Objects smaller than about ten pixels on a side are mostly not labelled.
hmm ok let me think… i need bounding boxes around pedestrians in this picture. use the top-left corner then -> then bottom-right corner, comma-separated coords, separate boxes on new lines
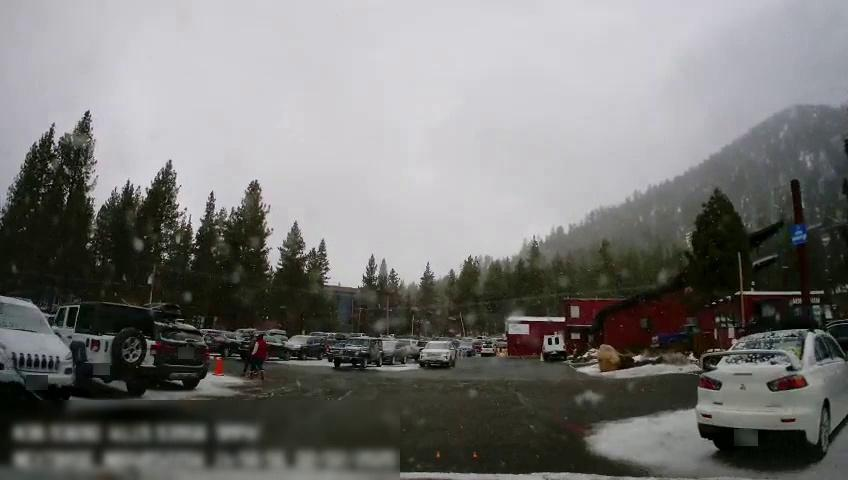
251,335 -> 266,376
240,337 -> 255,377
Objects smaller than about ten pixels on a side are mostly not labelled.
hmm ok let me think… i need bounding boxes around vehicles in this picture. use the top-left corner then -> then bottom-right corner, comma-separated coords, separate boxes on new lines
326,337 -> 345,362
649,322 -> 704,349
50,302 -> 161,399
204,330 -> 239,357
287,334 -> 328,361
383,338 -> 410,365
0,295 -> 76,416
697,328 -> 848,464
544,334 -> 565,361
334,337 -> 385,369
411,341 -> 426,361
420,340 -> 457,369
823,317 -> 848,357
155,320 -> 209,390
238,331 -> 290,361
